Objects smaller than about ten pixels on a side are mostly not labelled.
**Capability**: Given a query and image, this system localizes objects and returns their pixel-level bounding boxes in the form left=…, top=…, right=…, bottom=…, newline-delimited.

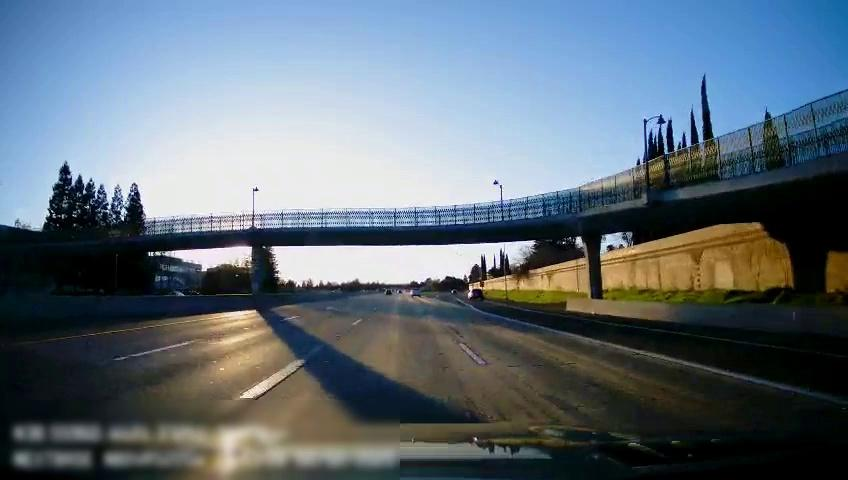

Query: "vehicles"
left=467, top=288, right=485, bottom=301
left=409, top=287, right=423, bottom=298
left=384, top=288, right=394, bottom=296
